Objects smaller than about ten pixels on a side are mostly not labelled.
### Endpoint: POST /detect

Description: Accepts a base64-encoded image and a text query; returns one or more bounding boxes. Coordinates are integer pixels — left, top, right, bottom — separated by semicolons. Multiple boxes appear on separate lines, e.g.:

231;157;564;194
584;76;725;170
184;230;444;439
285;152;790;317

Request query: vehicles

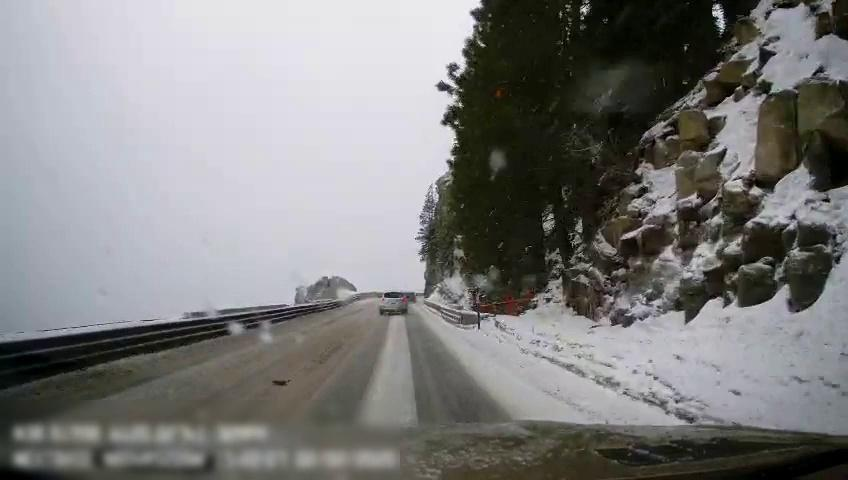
407;291;417;303
378;290;409;316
